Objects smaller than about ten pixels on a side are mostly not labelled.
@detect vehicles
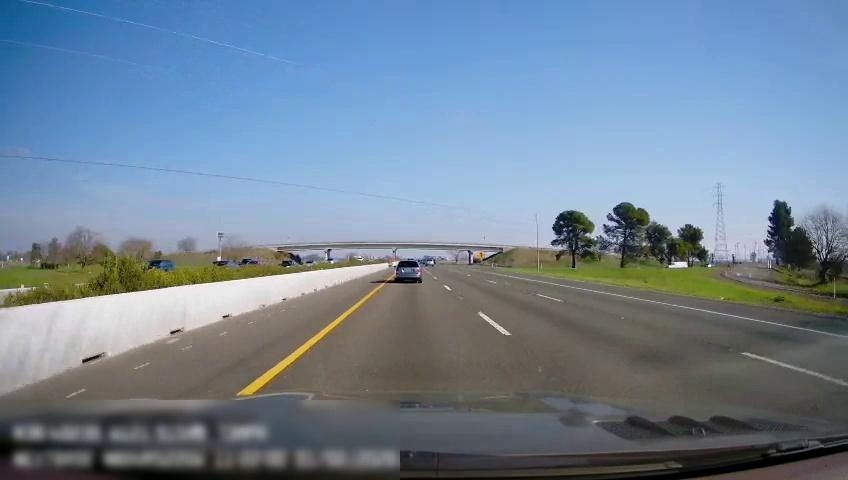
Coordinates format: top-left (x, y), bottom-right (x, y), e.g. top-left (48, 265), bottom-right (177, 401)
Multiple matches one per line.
top-left (276, 260), bottom-right (300, 269)
top-left (303, 259), bottom-right (318, 267)
top-left (325, 257), bottom-right (338, 265)
top-left (210, 260), bottom-right (240, 270)
top-left (236, 258), bottom-right (259, 267)
top-left (668, 261), bottom-right (689, 269)
top-left (393, 259), bottom-right (424, 284)
top-left (141, 258), bottom-right (177, 274)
